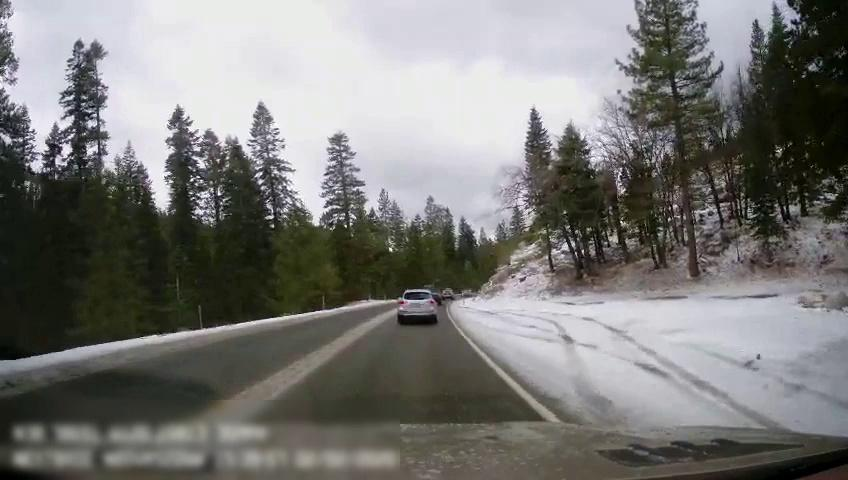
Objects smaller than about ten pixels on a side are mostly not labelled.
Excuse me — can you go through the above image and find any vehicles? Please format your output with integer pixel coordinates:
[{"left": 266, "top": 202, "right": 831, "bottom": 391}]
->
[
  {"left": 397, "top": 290, "right": 437, "bottom": 324},
  {"left": 442, "top": 289, "right": 455, "bottom": 300},
  {"left": 422, "top": 287, "right": 442, "bottom": 306}
]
